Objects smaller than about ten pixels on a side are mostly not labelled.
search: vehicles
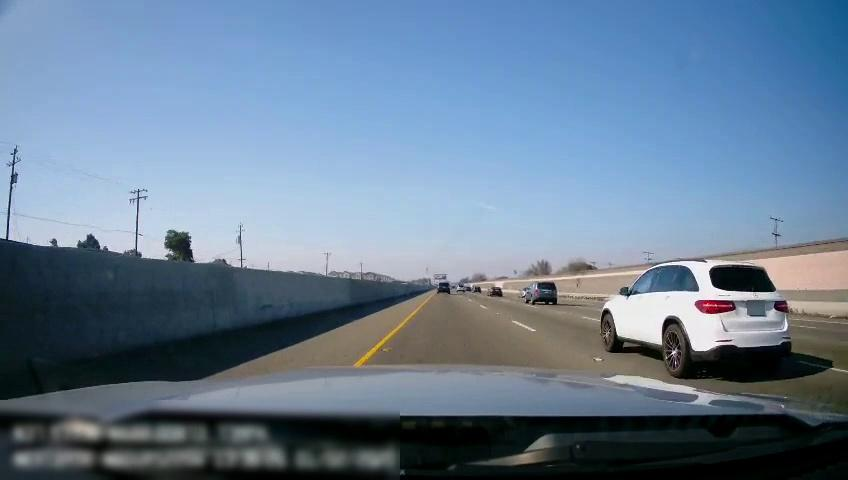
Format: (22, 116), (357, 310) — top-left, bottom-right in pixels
(524, 280), (558, 305)
(486, 286), (503, 297)
(517, 287), (525, 298)
(471, 286), (482, 294)
(599, 259), (793, 379)
(436, 281), (450, 295)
